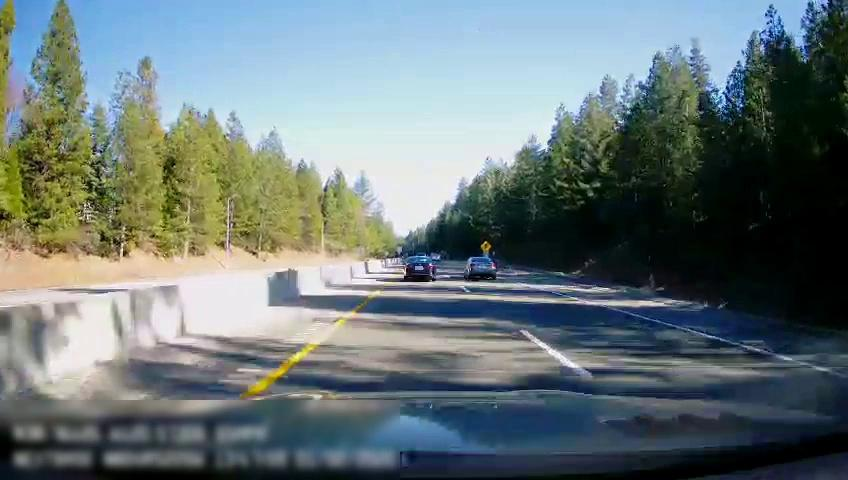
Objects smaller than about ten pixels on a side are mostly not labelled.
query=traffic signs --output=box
[479,240,492,255]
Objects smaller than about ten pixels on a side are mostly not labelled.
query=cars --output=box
[463,256,497,281]
[403,255,438,282]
